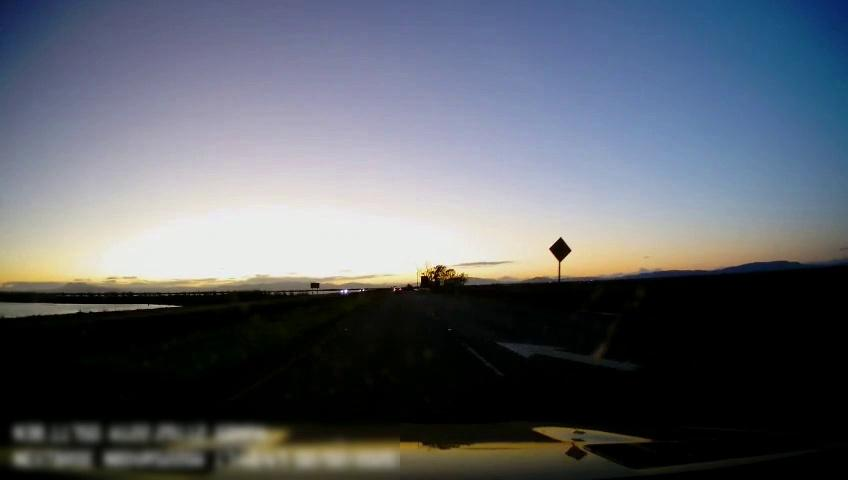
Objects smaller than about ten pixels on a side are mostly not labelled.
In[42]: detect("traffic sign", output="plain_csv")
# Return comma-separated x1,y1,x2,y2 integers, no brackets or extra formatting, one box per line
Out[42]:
548,236,572,263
